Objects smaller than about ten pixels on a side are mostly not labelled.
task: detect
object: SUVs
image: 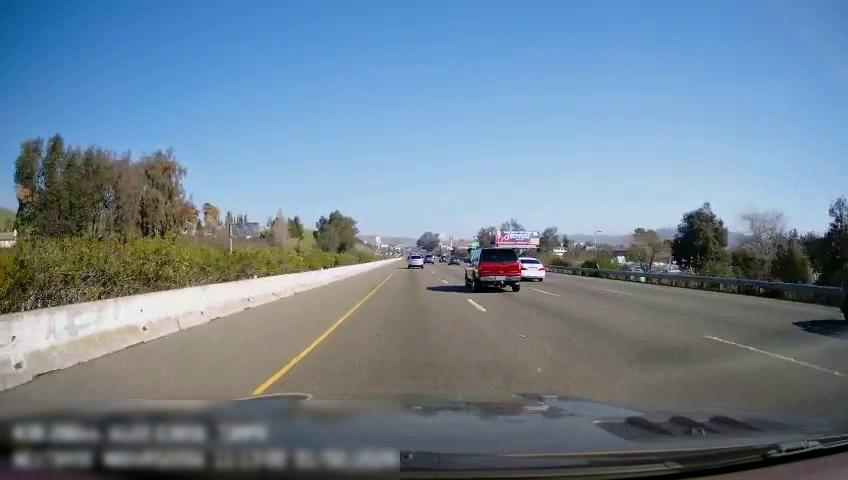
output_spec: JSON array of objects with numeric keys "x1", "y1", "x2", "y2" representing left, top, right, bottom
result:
[
  {"x1": 423, "y1": 254, "x2": 436, "y2": 264},
  {"x1": 464, "y1": 247, "x2": 521, "y2": 292}
]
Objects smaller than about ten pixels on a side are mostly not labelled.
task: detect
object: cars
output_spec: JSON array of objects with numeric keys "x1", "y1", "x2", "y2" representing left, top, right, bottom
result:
[
  {"x1": 518, "y1": 257, "x2": 545, "y2": 281},
  {"x1": 407, "y1": 254, "x2": 424, "y2": 269},
  {"x1": 447, "y1": 255, "x2": 459, "y2": 266}
]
